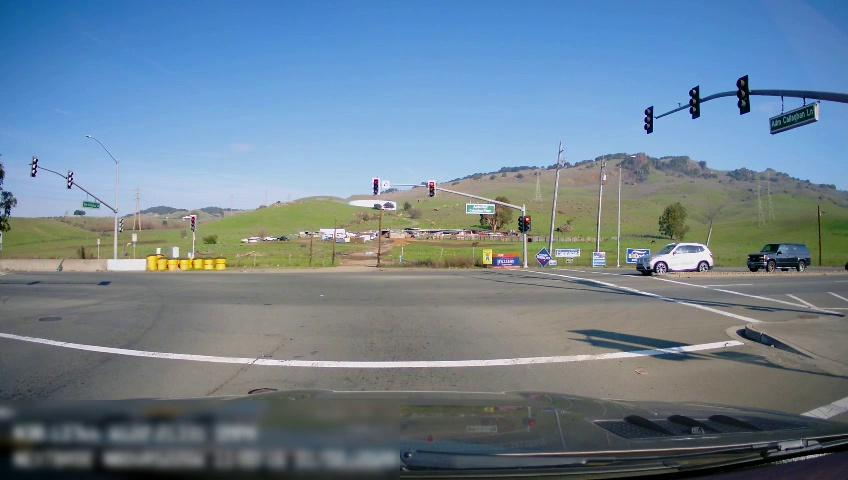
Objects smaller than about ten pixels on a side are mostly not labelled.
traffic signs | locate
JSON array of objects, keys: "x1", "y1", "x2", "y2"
[
  {"x1": 768, "y1": 100, "x2": 821, "y2": 135},
  {"x1": 464, "y1": 201, "x2": 497, "y2": 216},
  {"x1": 81, "y1": 199, "x2": 101, "y2": 209}
]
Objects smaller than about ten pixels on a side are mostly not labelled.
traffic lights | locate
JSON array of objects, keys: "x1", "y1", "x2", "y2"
[
  {"x1": 30, "y1": 156, "x2": 40, "y2": 178},
  {"x1": 643, "y1": 104, "x2": 655, "y2": 135},
  {"x1": 116, "y1": 215, "x2": 125, "y2": 233},
  {"x1": 687, "y1": 84, "x2": 702, "y2": 120},
  {"x1": 371, "y1": 176, "x2": 382, "y2": 196},
  {"x1": 517, "y1": 215, "x2": 525, "y2": 232},
  {"x1": 523, "y1": 214, "x2": 533, "y2": 232},
  {"x1": 189, "y1": 214, "x2": 198, "y2": 232},
  {"x1": 735, "y1": 74, "x2": 751, "y2": 115},
  {"x1": 66, "y1": 168, "x2": 75, "y2": 190},
  {"x1": 426, "y1": 178, "x2": 437, "y2": 197}
]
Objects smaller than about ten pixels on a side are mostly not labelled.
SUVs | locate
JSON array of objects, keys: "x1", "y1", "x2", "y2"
[
  {"x1": 745, "y1": 243, "x2": 811, "y2": 273},
  {"x1": 636, "y1": 242, "x2": 714, "y2": 276}
]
